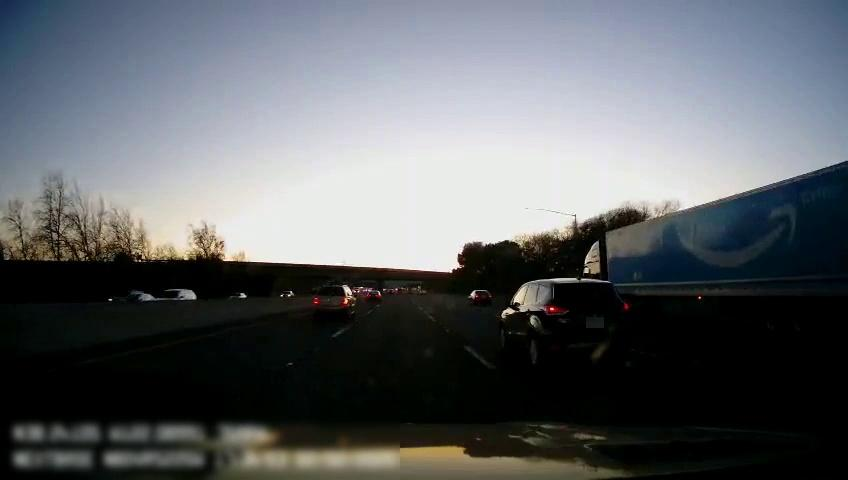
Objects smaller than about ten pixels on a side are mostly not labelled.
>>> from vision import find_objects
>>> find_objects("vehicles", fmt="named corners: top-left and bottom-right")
top-left (280, 291), bottom-right (295, 298)
top-left (151, 289), bottom-right (198, 304)
top-left (580, 160), bottom-right (848, 340)
top-left (366, 290), bottom-right (382, 303)
top-left (107, 290), bottom-right (145, 305)
top-left (498, 278), bottom-right (631, 368)
top-left (467, 289), bottom-right (492, 305)
top-left (228, 292), bottom-right (248, 300)
top-left (312, 285), bottom-right (358, 321)
top-left (116, 293), bottom-right (155, 305)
